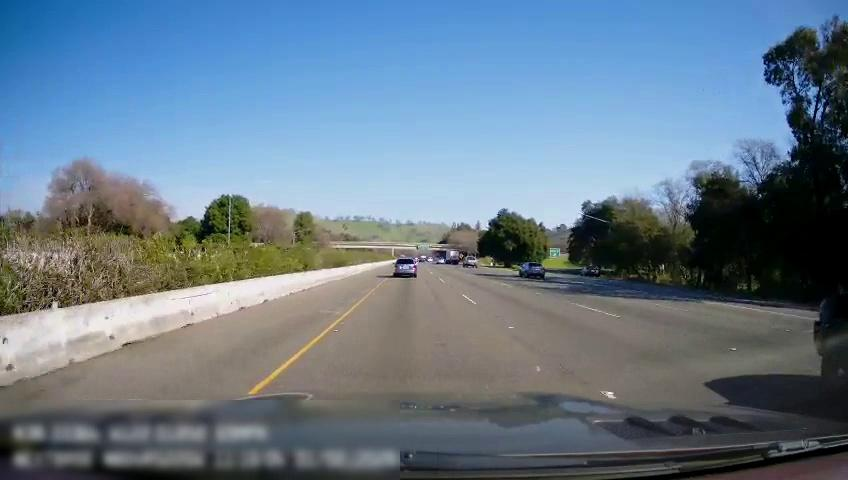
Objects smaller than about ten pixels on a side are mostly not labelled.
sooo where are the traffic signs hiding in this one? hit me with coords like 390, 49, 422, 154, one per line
416, 241, 432, 250
549, 247, 561, 257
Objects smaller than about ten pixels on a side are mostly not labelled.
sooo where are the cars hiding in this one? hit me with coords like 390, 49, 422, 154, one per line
580, 264, 600, 276
518, 261, 546, 279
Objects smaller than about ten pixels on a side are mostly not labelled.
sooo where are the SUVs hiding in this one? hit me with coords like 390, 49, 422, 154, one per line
392, 257, 417, 277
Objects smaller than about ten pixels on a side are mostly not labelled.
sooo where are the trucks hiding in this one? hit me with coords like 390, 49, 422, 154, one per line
446, 249, 460, 265
462, 256, 478, 269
